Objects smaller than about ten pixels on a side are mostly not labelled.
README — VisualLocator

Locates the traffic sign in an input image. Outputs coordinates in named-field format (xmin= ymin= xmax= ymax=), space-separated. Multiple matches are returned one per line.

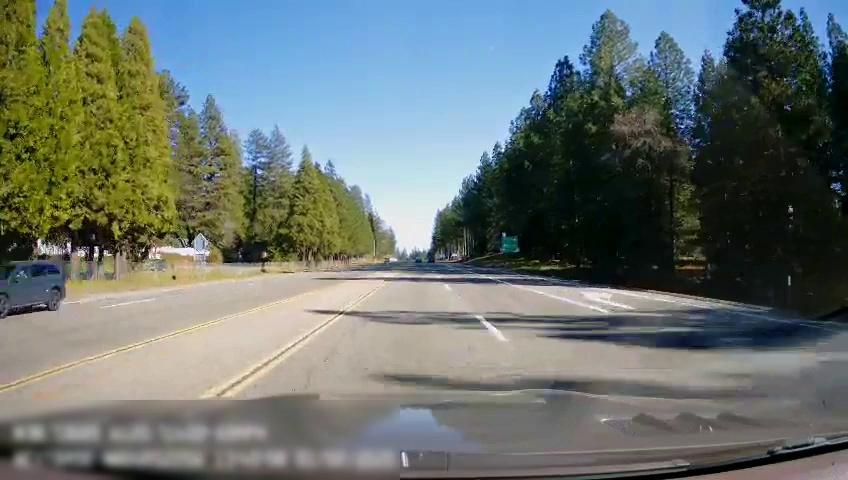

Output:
xmin=500 ymin=236 xmax=520 ymax=254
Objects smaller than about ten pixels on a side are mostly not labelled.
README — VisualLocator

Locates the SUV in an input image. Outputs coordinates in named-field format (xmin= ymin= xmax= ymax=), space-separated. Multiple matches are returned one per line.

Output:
xmin=0 ymin=259 xmax=66 ymax=319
